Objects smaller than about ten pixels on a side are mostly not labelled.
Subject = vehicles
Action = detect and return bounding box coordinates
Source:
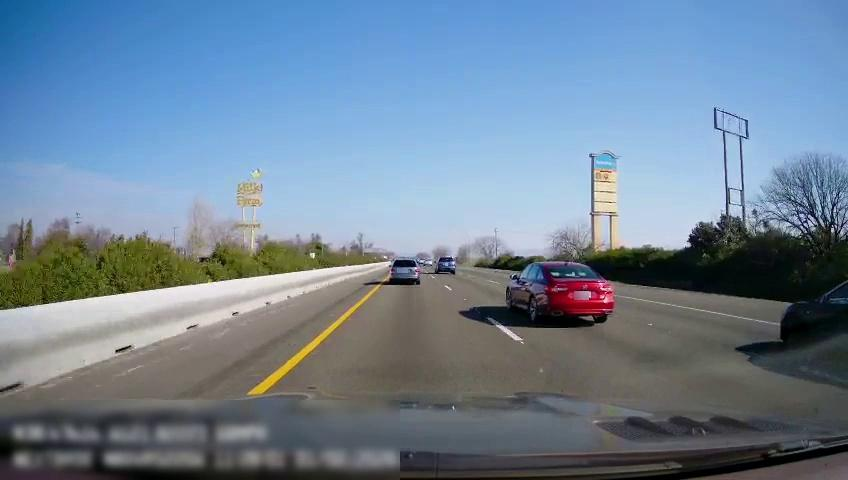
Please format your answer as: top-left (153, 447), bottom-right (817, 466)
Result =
top-left (504, 261), bottom-right (616, 326)
top-left (196, 256), bottom-right (211, 266)
top-left (780, 280), bottom-right (848, 349)
top-left (386, 257), bottom-right (421, 286)
top-left (434, 255), bottom-right (456, 274)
